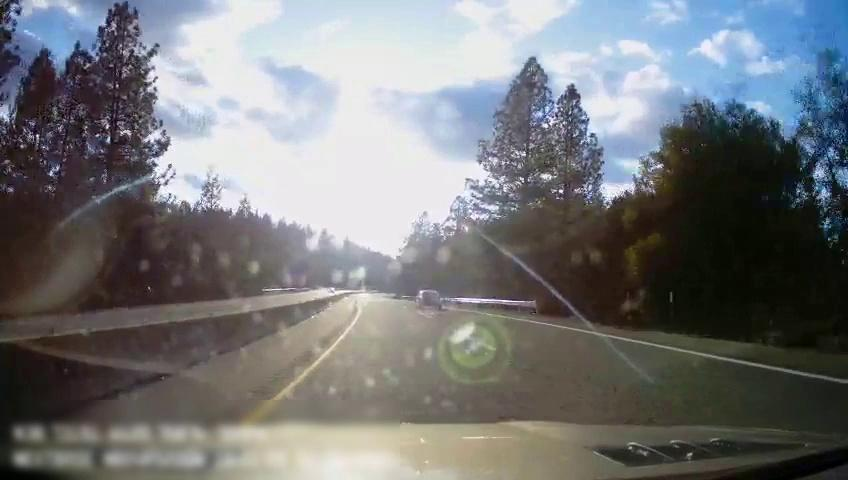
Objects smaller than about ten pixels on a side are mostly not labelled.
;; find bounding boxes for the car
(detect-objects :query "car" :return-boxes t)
[416,289,442,310]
